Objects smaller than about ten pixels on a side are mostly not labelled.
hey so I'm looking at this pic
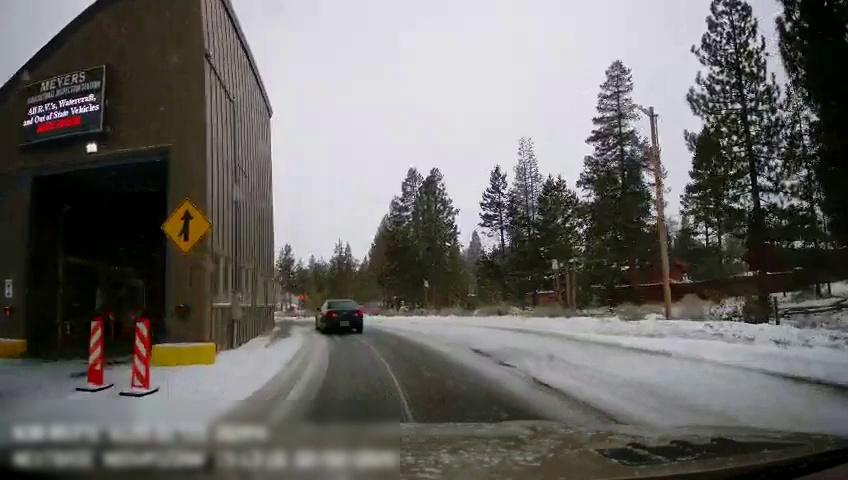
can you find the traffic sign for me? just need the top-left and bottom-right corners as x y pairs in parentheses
(161, 197), (212, 253)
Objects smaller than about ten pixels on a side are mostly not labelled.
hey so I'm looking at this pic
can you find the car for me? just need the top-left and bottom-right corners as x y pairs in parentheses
(315, 299), (363, 334)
